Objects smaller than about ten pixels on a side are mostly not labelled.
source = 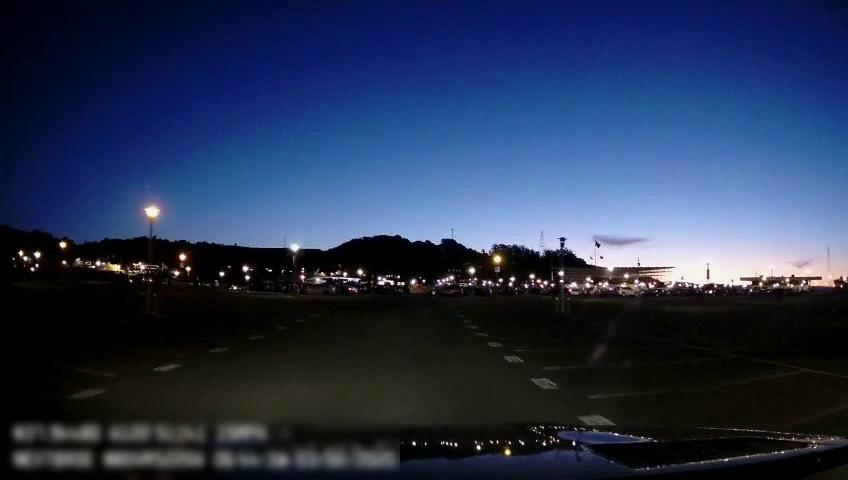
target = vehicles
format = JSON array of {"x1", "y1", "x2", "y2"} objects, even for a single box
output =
[
  {"x1": 299, "y1": 282, "x2": 336, "y2": 296},
  {"x1": 616, "y1": 286, "x2": 639, "y2": 297},
  {"x1": 430, "y1": 283, "x2": 465, "y2": 296},
  {"x1": 368, "y1": 282, "x2": 404, "y2": 295}
]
